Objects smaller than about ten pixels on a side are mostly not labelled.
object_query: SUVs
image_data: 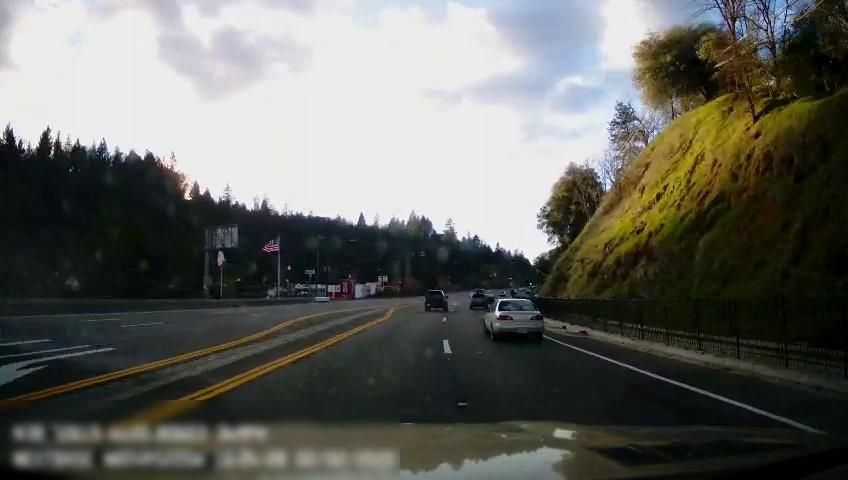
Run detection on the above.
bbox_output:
[469,288,489,309]
[423,290,449,313]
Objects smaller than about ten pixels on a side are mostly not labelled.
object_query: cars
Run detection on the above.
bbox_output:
[483,298,546,342]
